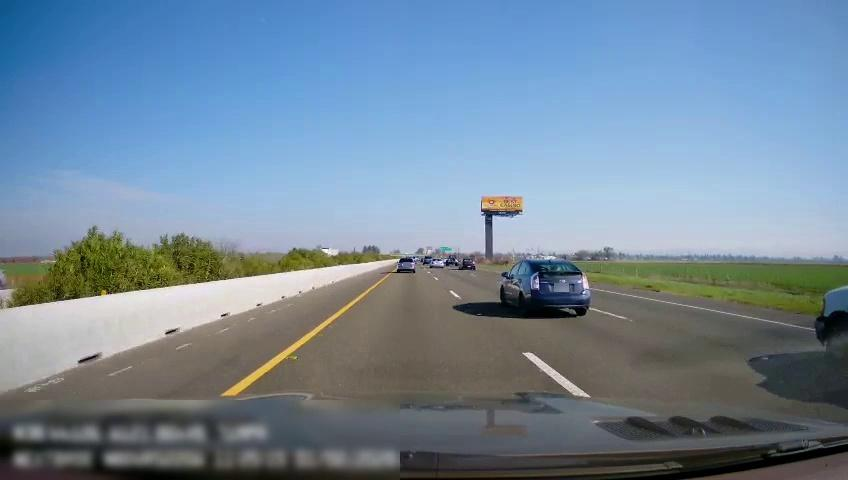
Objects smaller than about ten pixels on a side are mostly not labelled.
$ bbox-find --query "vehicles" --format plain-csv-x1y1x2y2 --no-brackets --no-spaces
499,258,594,317
397,256,418,274
430,256,445,268
444,255,459,266
813,283,848,346
459,257,476,271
